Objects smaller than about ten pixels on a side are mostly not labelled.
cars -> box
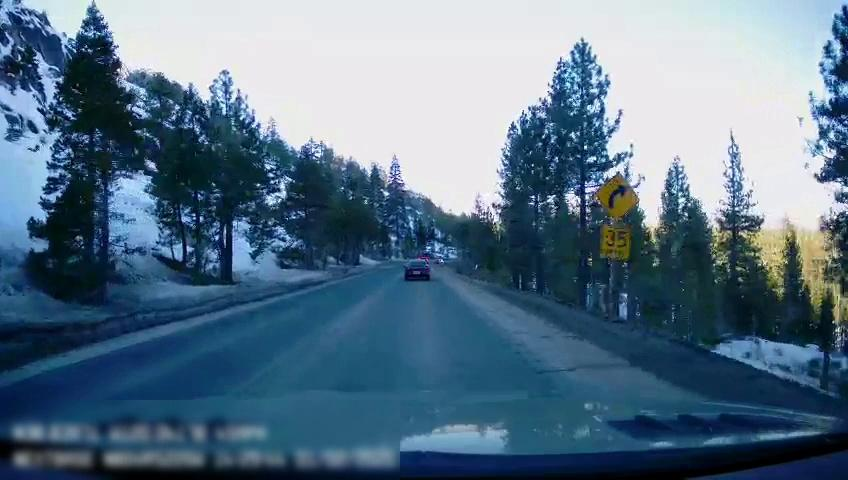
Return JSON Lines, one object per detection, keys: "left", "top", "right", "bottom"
{"left": 404, "top": 260, "right": 431, "bottom": 281}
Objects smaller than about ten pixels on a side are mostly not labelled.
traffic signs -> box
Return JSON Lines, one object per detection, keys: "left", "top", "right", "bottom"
{"left": 600, "top": 227, "right": 633, "bottom": 260}
{"left": 594, "top": 171, "right": 640, "bottom": 221}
